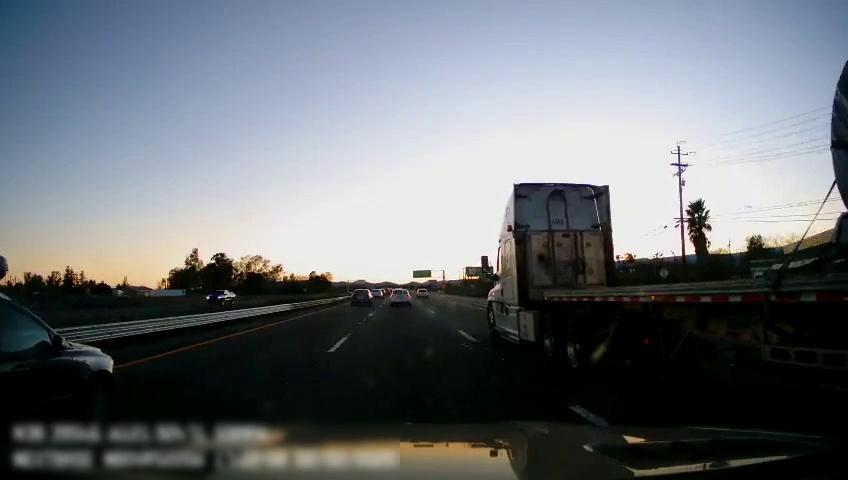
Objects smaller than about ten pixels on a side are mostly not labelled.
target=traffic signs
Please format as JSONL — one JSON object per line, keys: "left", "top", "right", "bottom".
{"left": 412, "top": 270, "right": 432, "bottom": 279}
{"left": 465, "top": 266, "right": 494, "bottom": 277}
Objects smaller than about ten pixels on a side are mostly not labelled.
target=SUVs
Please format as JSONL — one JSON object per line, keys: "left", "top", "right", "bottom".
{"left": 0, "top": 253, "right": 117, "bottom": 445}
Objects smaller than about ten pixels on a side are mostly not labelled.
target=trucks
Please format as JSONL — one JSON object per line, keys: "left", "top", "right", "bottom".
{"left": 205, "top": 288, "right": 237, "bottom": 306}
{"left": 479, "top": 58, "right": 848, "bottom": 375}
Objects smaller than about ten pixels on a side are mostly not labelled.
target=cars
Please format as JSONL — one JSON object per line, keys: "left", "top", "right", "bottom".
{"left": 390, "top": 289, "right": 413, "bottom": 307}
{"left": 372, "top": 289, "right": 384, "bottom": 299}
{"left": 415, "top": 288, "right": 429, "bottom": 299}
{"left": 351, "top": 289, "right": 373, "bottom": 304}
